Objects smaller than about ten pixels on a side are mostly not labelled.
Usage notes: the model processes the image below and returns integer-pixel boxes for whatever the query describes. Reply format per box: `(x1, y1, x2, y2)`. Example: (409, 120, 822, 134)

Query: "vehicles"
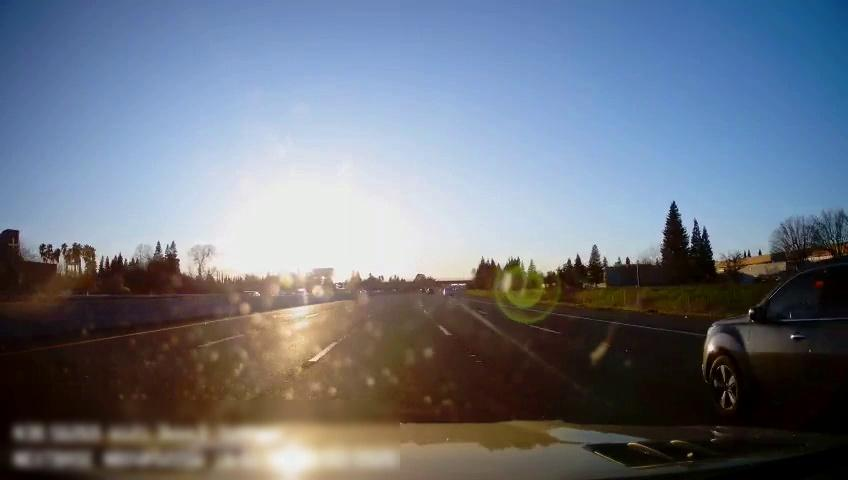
(700, 255, 848, 420)
(240, 290, 261, 297)
(442, 287, 455, 298)
(291, 288, 309, 297)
